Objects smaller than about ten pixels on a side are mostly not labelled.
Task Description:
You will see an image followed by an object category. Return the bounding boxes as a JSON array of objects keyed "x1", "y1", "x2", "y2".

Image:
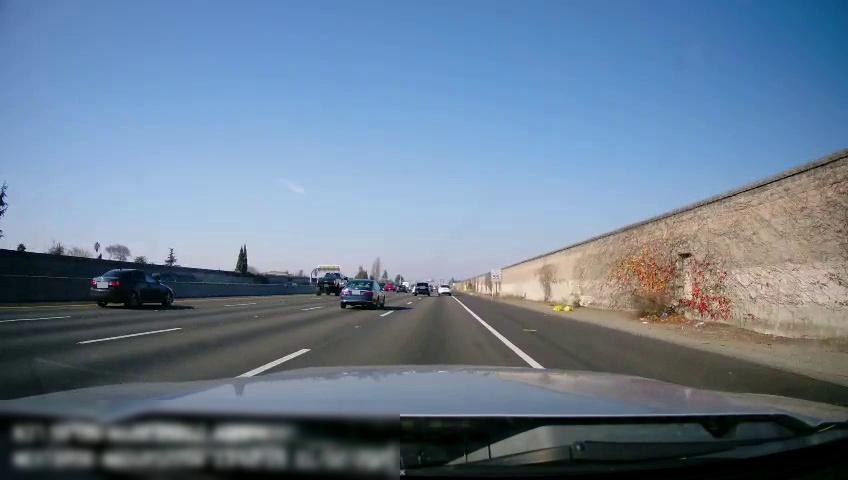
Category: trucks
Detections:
[{"x1": 316, "y1": 272, "x2": 351, "y2": 297}]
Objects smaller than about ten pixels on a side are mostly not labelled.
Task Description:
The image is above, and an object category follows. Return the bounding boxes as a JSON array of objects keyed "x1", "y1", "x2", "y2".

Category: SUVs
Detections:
[
  {"x1": 414, "y1": 282, "x2": 430, "y2": 297},
  {"x1": 437, "y1": 284, "x2": 451, "y2": 296}
]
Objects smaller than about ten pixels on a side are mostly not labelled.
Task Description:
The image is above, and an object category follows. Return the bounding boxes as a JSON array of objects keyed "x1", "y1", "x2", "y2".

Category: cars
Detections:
[
  {"x1": 338, "y1": 278, "x2": 386, "y2": 311},
  {"x1": 87, "y1": 268, "x2": 176, "y2": 310}
]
